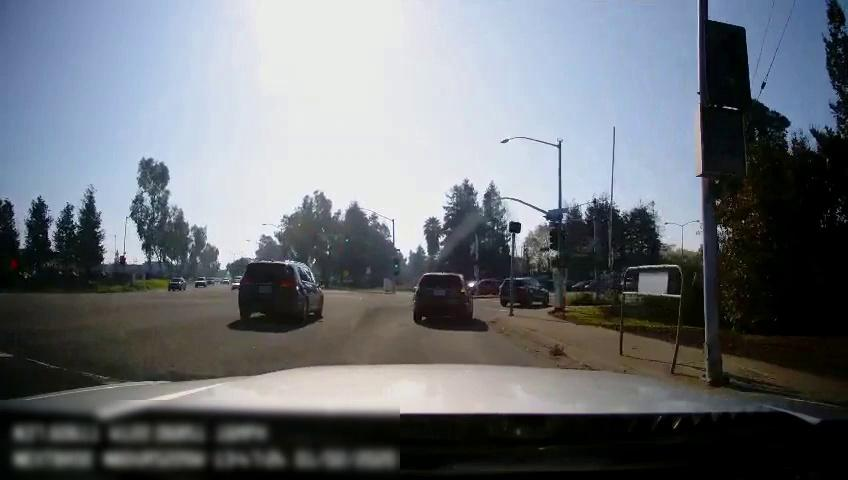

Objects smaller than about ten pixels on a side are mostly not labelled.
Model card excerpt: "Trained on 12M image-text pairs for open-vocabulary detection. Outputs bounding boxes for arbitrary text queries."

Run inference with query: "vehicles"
[498,277,549,309]
[168,277,187,292]
[468,279,502,296]
[413,271,474,328]
[238,260,325,324]
[570,278,597,292]
[230,278,242,290]
[195,276,208,289]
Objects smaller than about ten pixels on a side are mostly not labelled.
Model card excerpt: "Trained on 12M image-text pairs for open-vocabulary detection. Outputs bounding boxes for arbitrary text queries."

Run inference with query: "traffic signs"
[706,19,751,109]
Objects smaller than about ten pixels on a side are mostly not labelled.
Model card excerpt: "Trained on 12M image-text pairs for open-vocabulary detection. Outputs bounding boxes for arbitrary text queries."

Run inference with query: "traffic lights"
[510,222,516,234]
[516,223,521,234]
[391,256,399,272]
[548,229,560,252]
